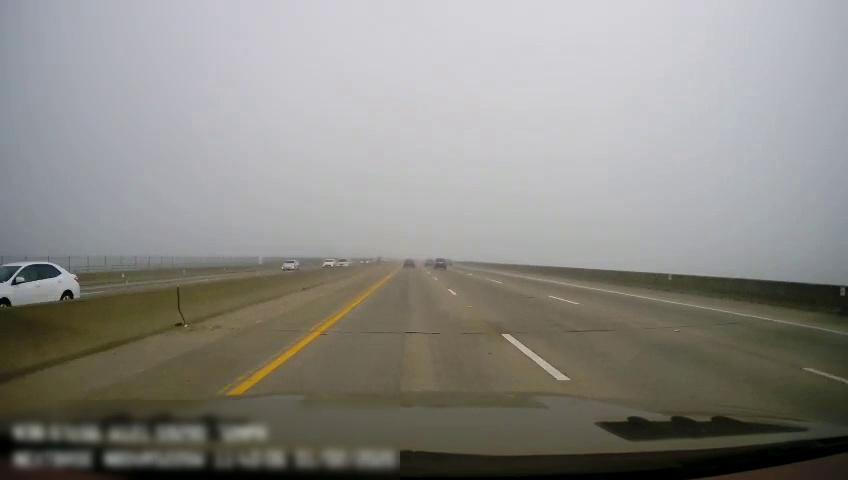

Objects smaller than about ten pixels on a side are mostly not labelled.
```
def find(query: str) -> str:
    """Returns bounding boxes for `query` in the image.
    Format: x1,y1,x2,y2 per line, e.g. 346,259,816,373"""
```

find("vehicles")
0,260,82,309
321,258,338,269
403,258,416,268
280,259,301,271
335,258,352,268
433,257,448,269
423,258,435,267
358,257,372,265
